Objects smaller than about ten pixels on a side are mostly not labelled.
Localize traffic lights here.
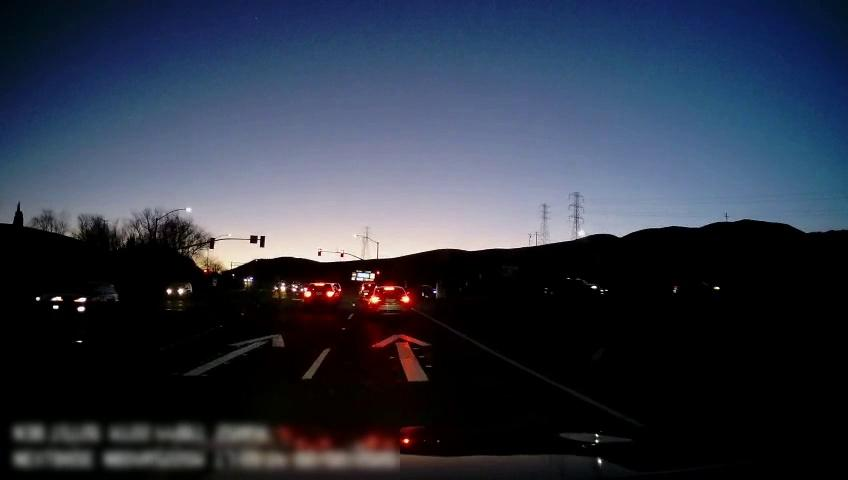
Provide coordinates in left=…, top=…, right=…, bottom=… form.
left=259, top=235, right=266, bottom=248
left=209, top=237, right=215, bottom=250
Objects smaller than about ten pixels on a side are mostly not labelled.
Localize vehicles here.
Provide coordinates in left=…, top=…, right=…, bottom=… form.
left=367, top=285, right=412, bottom=315
left=166, top=282, right=192, bottom=299
left=34, top=285, right=74, bottom=311
left=359, top=283, right=377, bottom=298
left=303, top=282, right=339, bottom=311
left=333, top=282, right=343, bottom=296
left=543, top=277, right=609, bottom=299
left=49, top=281, right=120, bottom=316
left=673, top=279, right=721, bottom=295
left=414, top=284, right=439, bottom=297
